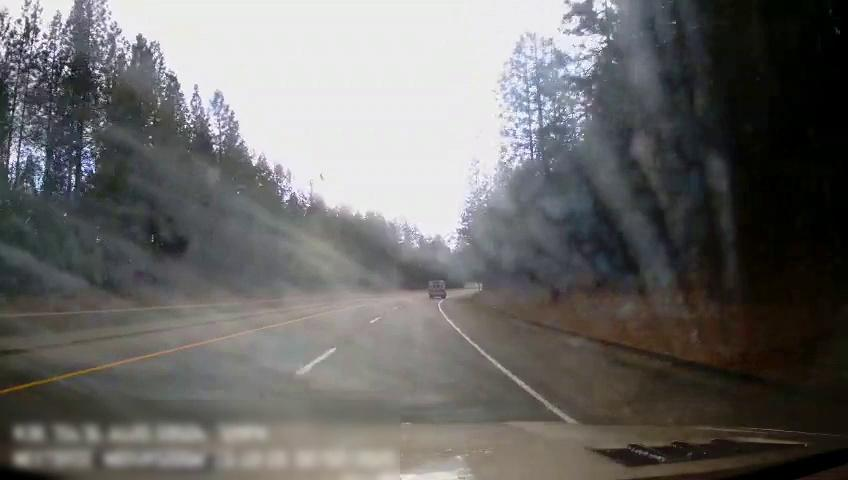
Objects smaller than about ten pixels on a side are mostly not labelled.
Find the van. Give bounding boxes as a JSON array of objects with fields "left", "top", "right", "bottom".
[{"left": 428, "top": 279, "right": 447, "bottom": 299}]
